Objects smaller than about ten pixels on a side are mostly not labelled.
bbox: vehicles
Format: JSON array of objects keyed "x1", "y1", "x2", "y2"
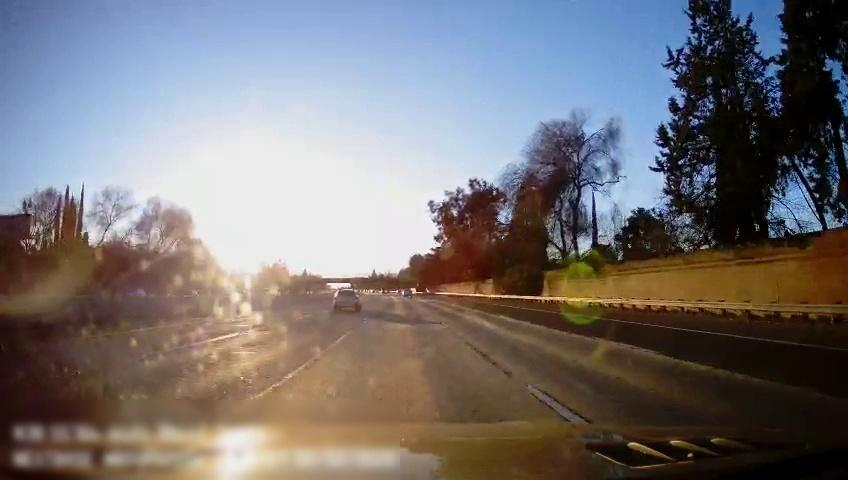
[
  {"x1": 402, "y1": 288, "x2": 414, "y2": 299},
  {"x1": 334, "y1": 289, "x2": 362, "y2": 312}
]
